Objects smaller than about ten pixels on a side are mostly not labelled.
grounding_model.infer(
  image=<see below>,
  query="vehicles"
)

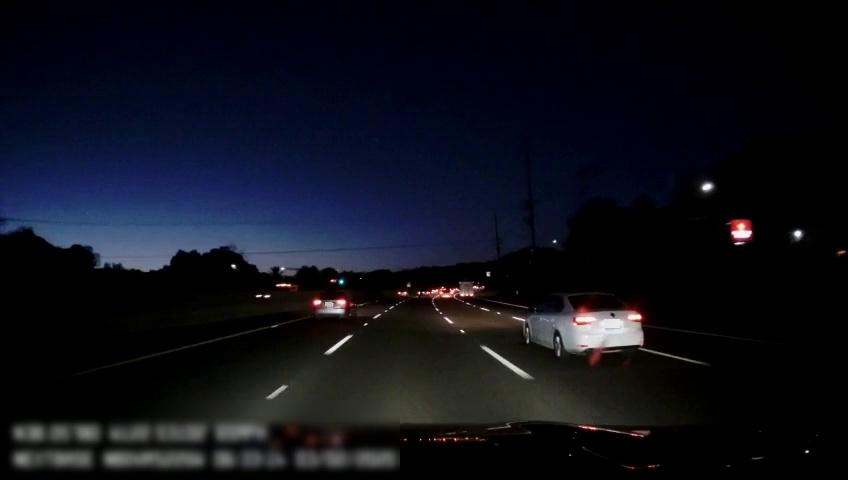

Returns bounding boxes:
[459,281,474,301]
[440,289,452,299]
[275,283,299,291]
[314,289,358,323]
[254,290,272,300]
[523,292,644,361]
